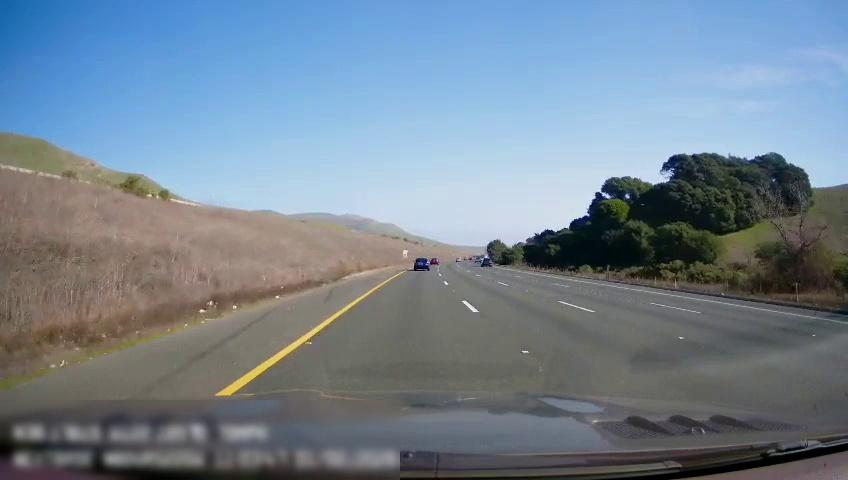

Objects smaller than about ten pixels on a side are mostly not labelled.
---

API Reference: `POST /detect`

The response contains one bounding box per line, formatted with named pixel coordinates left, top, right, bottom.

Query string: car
left=414, top=257, right=430, bottom=271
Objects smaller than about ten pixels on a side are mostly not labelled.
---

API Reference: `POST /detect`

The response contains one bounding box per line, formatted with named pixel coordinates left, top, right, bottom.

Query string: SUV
left=480, top=256, right=493, bottom=268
